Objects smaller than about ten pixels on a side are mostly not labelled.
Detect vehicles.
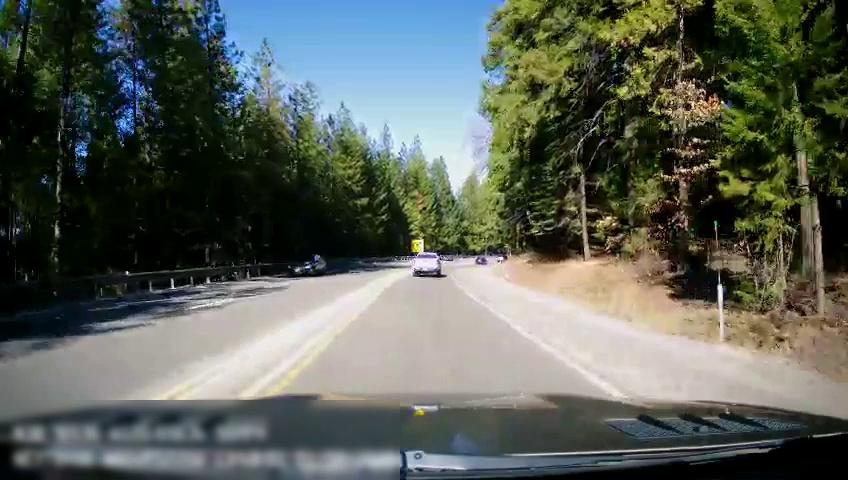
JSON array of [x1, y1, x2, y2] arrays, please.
[[286, 252, 328, 277], [414, 252, 442, 277], [475, 256, 488, 265]]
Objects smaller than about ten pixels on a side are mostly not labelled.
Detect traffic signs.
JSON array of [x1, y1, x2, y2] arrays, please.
[[410, 239, 425, 254]]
